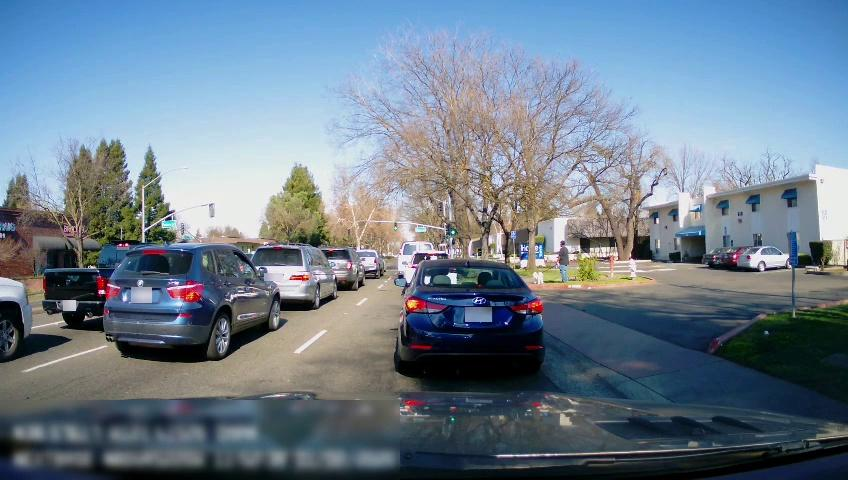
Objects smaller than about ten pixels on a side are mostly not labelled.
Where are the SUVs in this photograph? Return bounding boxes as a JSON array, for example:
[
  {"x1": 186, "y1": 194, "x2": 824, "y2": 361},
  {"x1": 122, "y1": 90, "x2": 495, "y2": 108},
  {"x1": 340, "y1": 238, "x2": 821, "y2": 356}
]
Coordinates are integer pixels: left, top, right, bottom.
[
  {"x1": 402, "y1": 251, "x2": 454, "y2": 284},
  {"x1": 102, "y1": 243, "x2": 282, "y2": 361},
  {"x1": 319, "y1": 247, "x2": 366, "y2": 291}
]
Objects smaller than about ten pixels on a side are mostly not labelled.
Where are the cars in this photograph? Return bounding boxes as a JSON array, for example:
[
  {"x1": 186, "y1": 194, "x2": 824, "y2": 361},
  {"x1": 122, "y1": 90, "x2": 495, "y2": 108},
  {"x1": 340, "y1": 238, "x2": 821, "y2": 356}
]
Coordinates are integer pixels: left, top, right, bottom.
[
  {"x1": 721, "y1": 247, "x2": 754, "y2": 270},
  {"x1": 394, "y1": 259, "x2": 545, "y2": 372},
  {"x1": 704, "y1": 247, "x2": 732, "y2": 269},
  {"x1": 738, "y1": 246, "x2": 798, "y2": 272}
]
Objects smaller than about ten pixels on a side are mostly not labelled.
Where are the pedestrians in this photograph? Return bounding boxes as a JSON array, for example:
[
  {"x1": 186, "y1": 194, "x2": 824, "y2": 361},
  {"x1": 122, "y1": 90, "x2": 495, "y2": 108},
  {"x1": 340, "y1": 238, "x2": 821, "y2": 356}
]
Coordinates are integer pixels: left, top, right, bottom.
[{"x1": 554, "y1": 239, "x2": 569, "y2": 282}]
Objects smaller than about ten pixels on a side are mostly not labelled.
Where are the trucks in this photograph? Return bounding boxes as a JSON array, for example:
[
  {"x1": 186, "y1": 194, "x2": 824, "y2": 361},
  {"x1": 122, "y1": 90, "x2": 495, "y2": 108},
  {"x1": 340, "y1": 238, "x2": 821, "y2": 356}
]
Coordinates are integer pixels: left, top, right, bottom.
[
  {"x1": 0, "y1": 278, "x2": 32, "y2": 362},
  {"x1": 356, "y1": 250, "x2": 385, "y2": 279},
  {"x1": 41, "y1": 240, "x2": 151, "y2": 329}
]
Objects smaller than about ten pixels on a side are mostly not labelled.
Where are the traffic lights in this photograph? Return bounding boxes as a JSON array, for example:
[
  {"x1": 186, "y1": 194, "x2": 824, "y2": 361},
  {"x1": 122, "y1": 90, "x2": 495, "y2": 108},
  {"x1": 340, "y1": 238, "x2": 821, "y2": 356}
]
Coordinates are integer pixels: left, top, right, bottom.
[
  {"x1": 449, "y1": 225, "x2": 457, "y2": 239},
  {"x1": 179, "y1": 223, "x2": 184, "y2": 236},
  {"x1": 207, "y1": 203, "x2": 215, "y2": 219}
]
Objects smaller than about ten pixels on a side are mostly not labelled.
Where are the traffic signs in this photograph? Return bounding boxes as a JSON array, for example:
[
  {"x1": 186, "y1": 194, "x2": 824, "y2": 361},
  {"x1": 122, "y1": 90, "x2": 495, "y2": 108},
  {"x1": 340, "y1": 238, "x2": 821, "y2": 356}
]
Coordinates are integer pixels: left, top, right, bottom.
[
  {"x1": 160, "y1": 220, "x2": 175, "y2": 229},
  {"x1": 416, "y1": 226, "x2": 428, "y2": 233}
]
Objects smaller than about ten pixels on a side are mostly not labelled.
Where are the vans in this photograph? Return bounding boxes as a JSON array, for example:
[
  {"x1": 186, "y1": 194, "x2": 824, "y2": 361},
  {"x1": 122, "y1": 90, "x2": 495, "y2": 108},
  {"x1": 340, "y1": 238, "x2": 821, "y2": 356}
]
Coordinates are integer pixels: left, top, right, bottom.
[
  {"x1": 398, "y1": 241, "x2": 434, "y2": 278},
  {"x1": 247, "y1": 244, "x2": 337, "y2": 310}
]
